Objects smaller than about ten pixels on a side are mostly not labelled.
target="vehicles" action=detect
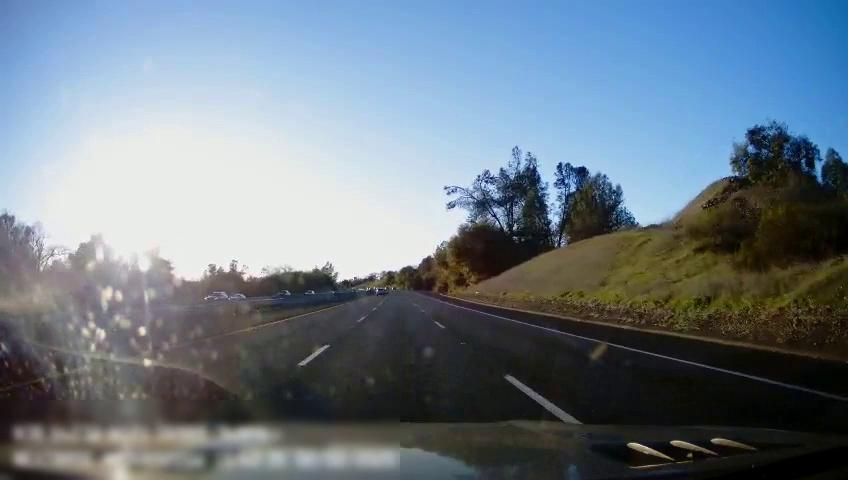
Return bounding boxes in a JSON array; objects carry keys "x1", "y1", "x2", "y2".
[
  {"x1": 276, "y1": 290, "x2": 291, "y2": 298},
  {"x1": 304, "y1": 290, "x2": 316, "y2": 296},
  {"x1": 230, "y1": 293, "x2": 247, "y2": 302},
  {"x1": 375, "y1": 287, "x2": 388, "y2": 297},
  {"x1": 203, "y1": 291, "x2": 230, "y2": 304}
]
